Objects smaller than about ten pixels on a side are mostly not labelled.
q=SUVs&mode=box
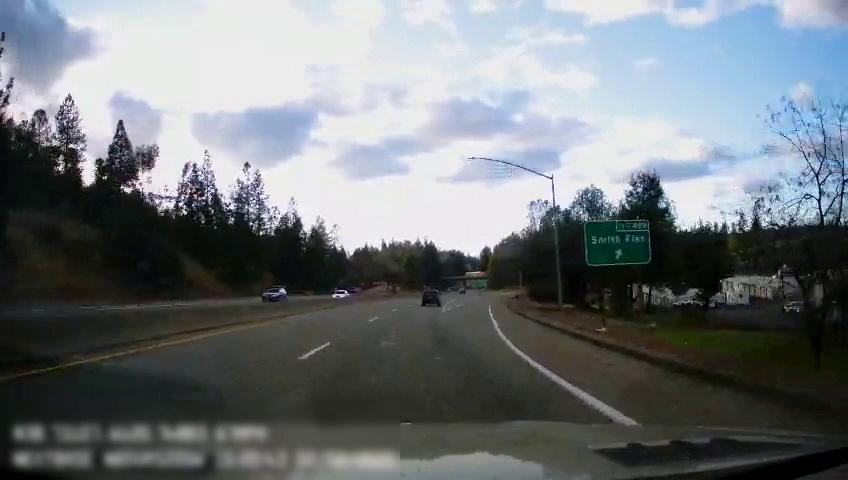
[421,290,442,307]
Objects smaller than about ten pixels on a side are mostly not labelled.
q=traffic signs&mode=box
[583,219,652,267]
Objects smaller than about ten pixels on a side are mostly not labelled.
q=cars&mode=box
[331,289,351,299]
[261,285,289,303]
